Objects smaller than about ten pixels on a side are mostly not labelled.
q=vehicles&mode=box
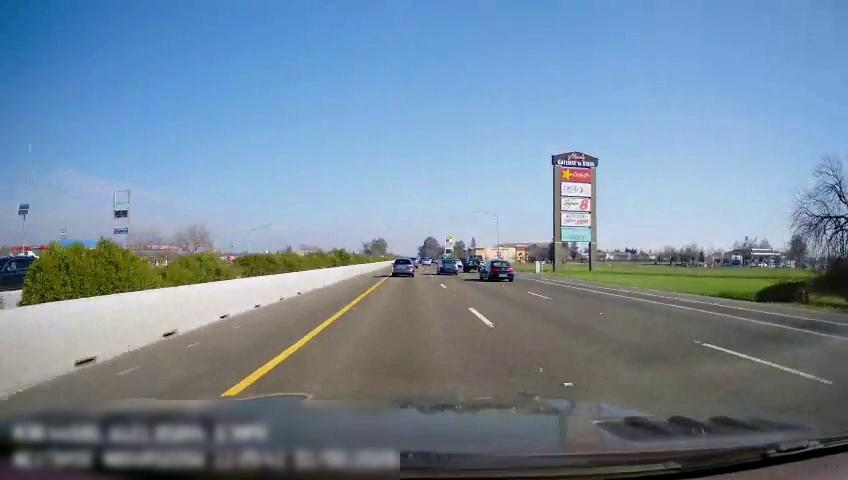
[478,259,514,282]
[409,257,419,270]
[421,258,433,267]
[435,256,460,276]
[457,255,483,272]
[389,258,416,278]
[0,256,38,292]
